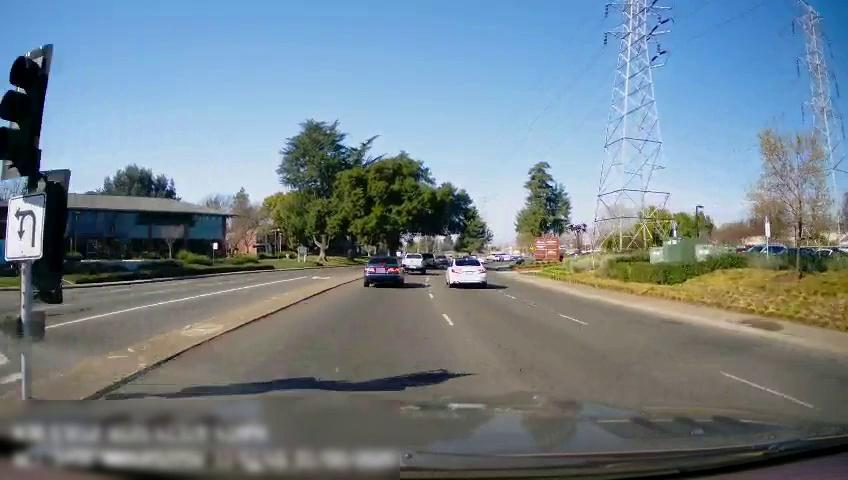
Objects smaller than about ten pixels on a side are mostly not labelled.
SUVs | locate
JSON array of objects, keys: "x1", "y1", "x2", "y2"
[{"x1": 422, "y1": 253, "x2": 435, "y2": 267}]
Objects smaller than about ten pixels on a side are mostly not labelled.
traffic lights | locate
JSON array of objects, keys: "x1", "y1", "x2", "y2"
[
  {"x1": 29, "y1": 170, "x2": 71, "y2": 304},
  {"x1": 0, "y1": 55, "x2": 43, "y2": 176}
]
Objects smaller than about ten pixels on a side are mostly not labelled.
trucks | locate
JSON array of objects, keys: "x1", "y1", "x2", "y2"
[{"x1": 402, "y1": 253, "x2": 426, "y2": 275}]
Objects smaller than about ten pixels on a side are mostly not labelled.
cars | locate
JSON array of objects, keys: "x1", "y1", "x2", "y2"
[
  {"x1": 363, "y1": 256, "x2": 406, "y2": 288},
  {"x1": 445, "y1": 258, "x2": 487, "y2": 289}
]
